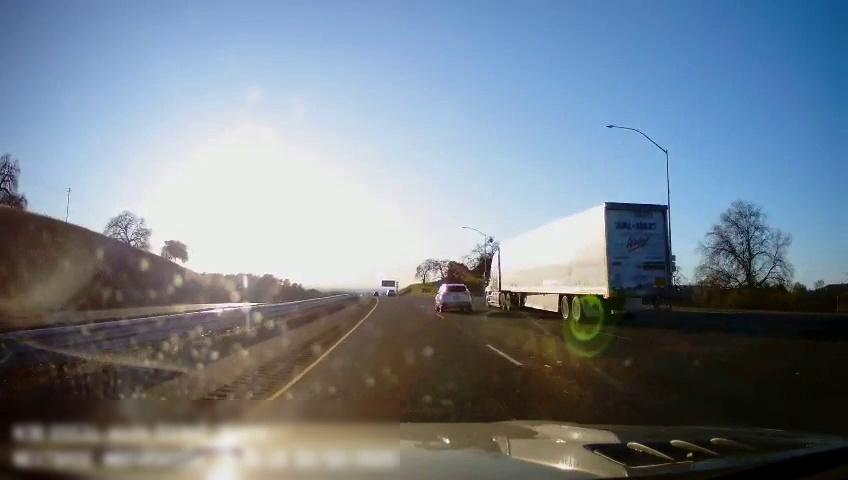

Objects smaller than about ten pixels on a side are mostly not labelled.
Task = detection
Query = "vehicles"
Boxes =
[483,200,673,325]
[435,283,472,313]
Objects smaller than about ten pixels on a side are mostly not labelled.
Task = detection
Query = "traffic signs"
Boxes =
[381,280,396,287]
